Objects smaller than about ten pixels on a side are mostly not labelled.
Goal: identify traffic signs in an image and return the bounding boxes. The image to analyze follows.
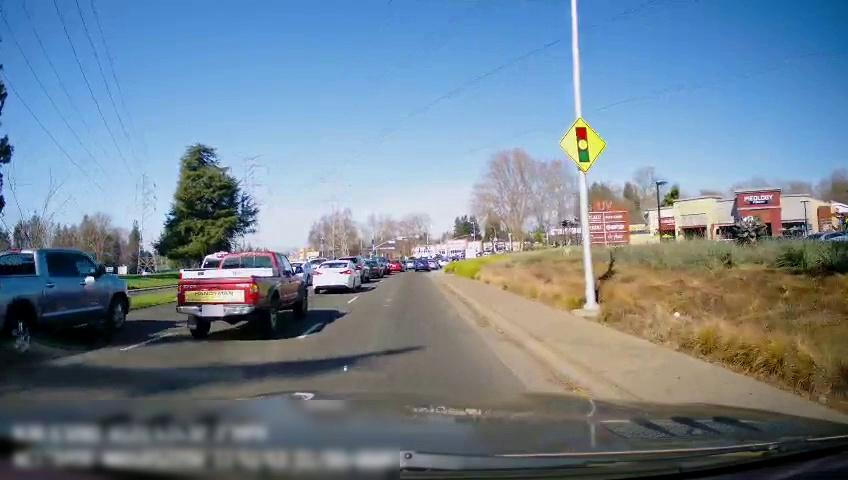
[560,117,607,172]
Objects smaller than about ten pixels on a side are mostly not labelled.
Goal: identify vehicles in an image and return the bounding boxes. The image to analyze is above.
[366,259,385,279]
[200,251,228,268]
[415,259,431,272]
[308,258,327,269]
[312,260,362,295]
[335,255,372,283]
[175,251,307,340]
[290,261,315,288]
[0,247,131,359]
[390,260,403,273]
